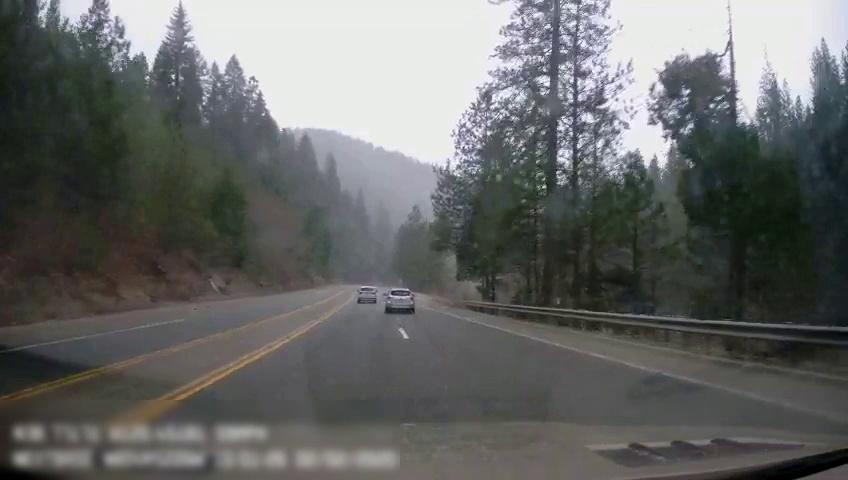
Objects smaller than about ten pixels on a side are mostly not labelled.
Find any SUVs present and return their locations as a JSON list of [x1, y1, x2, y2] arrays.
[[384, 288, 416, 313], [356, 286, 378, 303]]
